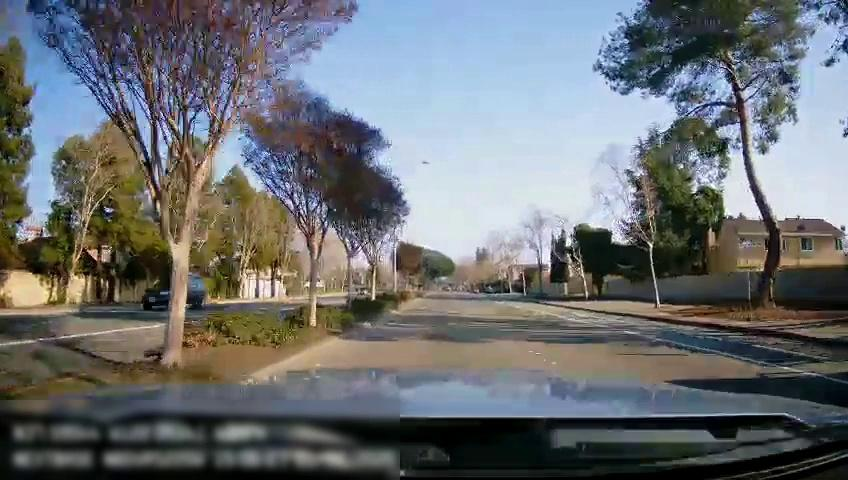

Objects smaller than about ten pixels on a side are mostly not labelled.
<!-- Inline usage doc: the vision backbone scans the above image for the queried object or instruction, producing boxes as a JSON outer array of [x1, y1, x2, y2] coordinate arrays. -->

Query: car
[[143, 273, 207, 310]]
